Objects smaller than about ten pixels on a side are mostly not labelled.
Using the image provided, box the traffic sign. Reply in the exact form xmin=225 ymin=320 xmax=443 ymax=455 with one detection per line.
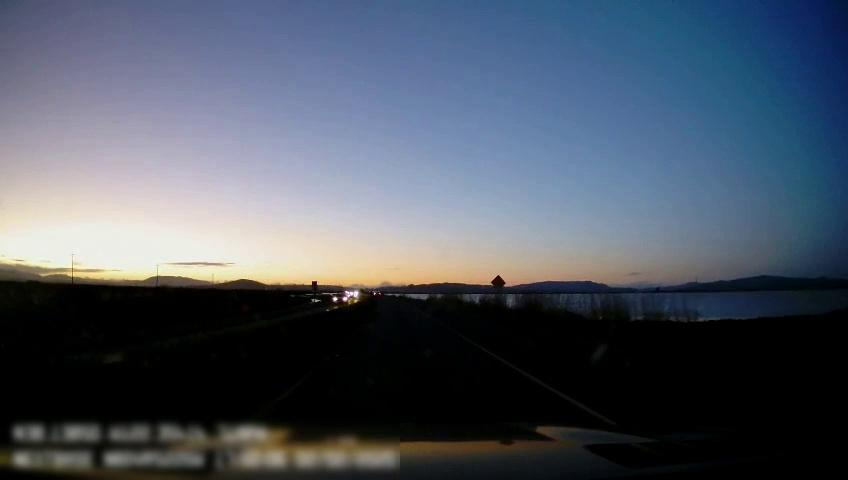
xmin=490 ymin=275 xmax=507 ymax=291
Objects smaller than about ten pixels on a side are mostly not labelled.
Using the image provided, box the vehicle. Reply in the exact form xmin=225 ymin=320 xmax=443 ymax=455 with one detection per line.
xmin=331 ymin=293 xmax=350 ymax=307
